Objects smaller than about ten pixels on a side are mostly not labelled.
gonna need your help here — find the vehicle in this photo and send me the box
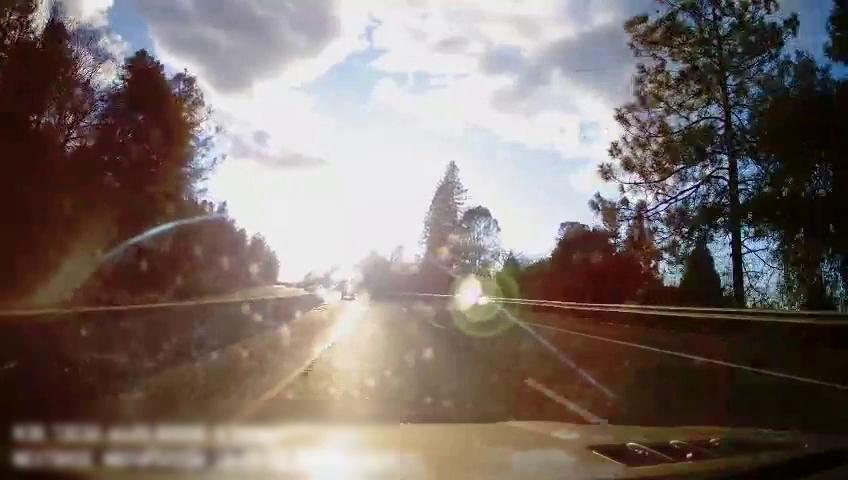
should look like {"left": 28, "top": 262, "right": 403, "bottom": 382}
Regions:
{"left": 340, "top": 285, "right": 355, "bottom": 299}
